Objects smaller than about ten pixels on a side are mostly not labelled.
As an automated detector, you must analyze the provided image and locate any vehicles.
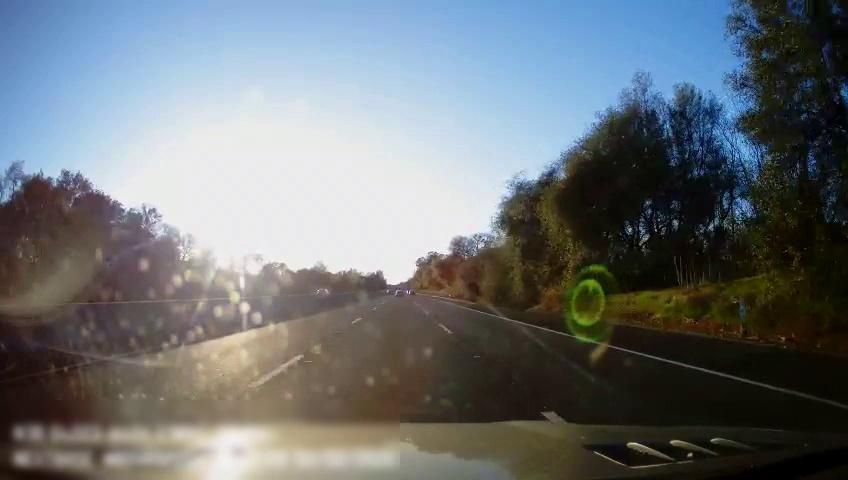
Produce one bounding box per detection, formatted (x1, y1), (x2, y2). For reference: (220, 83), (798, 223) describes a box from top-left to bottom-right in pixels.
(395, 290), (404, 297)
(316, 288), (329, 296)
